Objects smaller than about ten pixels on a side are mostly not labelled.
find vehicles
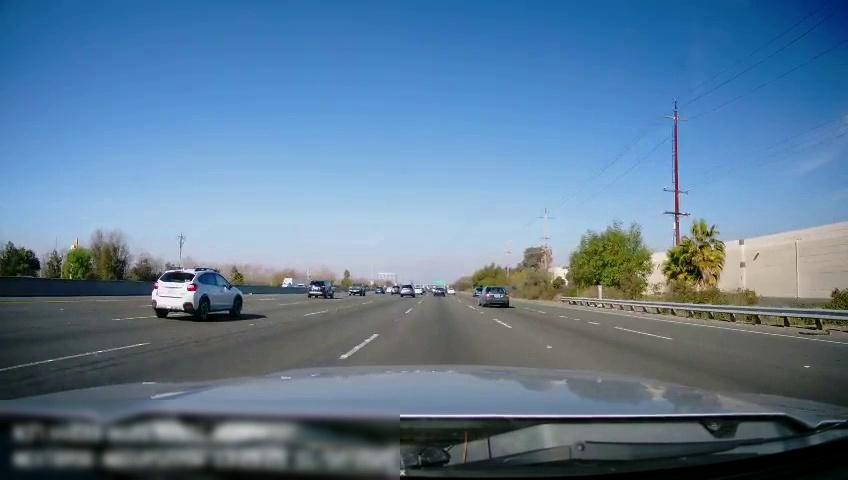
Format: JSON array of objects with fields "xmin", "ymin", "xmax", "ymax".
[
  {"xmin": 390, "ymin": 285, "xmax": 401, "ymax": 296},
  {"xmin": 280, "ymin": 277, "xmax": 304, "ymax": 288},
  {"xmin": 307, "ymin": 280, "xmax": 334, "ymax": 300},
  {"xmin": 400, "ymin": 284, "xmax": 416, "ymax": 298},
  {"xmin": 348, "ymin": 283, "xmax": 366, "ymax": 297},
  {"xmin": 433, "ymin": 287, "xmax": 446, "ymax": 297},
  {"xmin": 151, "ymin": 267, "xmax": 245, "ymax": 322},
  {"xmin": 292, "ymin": 284, "xmax": 307, "ymax": 288},
  {"xmin": 475, "ymin": 286, "xmax": 510, "ymax": 308},
  {"xmin": 411, "ymin": 286, "xmax": 423, "ymax": 295},
  {"xmin": 375, "ymin": 286, "xmax": 386, "ymax": 295}
]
